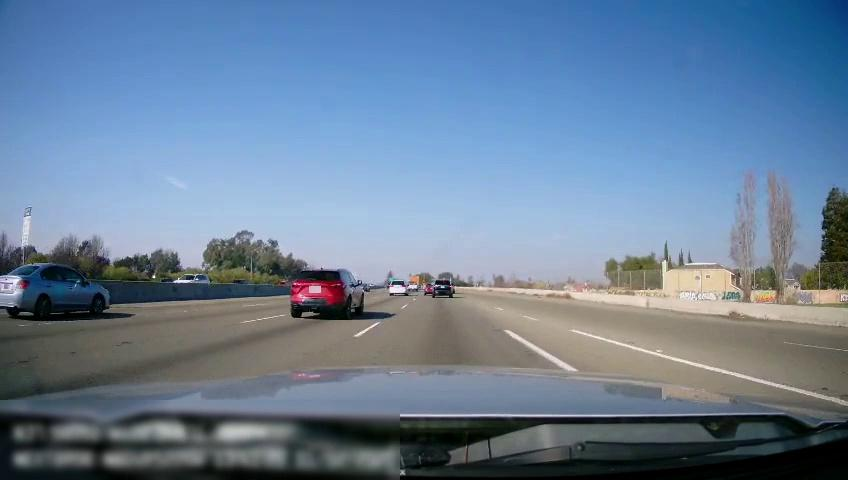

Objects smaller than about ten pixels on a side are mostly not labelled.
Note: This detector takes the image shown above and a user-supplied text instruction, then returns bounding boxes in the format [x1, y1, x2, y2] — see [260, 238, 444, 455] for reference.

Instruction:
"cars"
[423, 284, 433, 296]
[0, 263, 112, 323]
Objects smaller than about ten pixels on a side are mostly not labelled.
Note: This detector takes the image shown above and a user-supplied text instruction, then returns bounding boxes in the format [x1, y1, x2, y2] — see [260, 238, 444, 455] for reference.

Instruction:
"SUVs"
[172, 274, 209, 285]
[388, 279, 410, 296]
[289, 268, 366, 321]
[432, 278, 454, 298]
